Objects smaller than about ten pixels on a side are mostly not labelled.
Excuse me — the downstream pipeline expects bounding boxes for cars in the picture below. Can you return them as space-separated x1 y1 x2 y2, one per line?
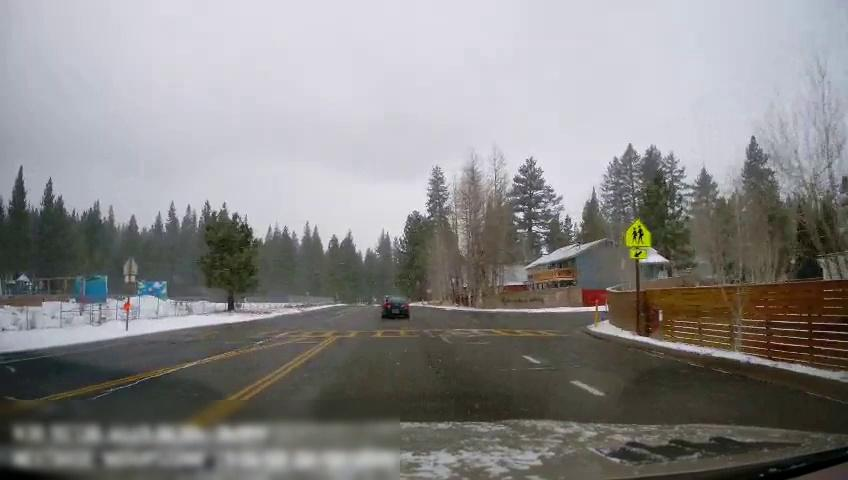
380 295 410 319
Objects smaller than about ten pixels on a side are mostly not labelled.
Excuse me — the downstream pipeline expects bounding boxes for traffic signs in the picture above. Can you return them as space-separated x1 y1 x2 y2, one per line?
629 248 648 260
624 217 652 247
